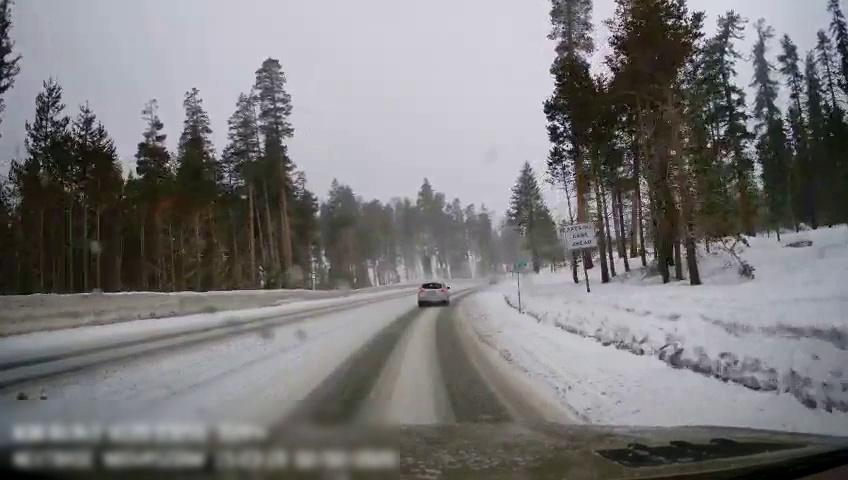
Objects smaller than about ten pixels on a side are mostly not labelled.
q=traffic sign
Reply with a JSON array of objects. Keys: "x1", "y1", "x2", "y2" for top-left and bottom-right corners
[{"x1": 564, "y1": 223, "x2": 598, "y2": 251}]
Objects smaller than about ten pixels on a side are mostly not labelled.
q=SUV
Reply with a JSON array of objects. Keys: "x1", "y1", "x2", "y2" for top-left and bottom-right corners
[{"x1": 417, "y1": 281, "x2": 451, "y2": 307}]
